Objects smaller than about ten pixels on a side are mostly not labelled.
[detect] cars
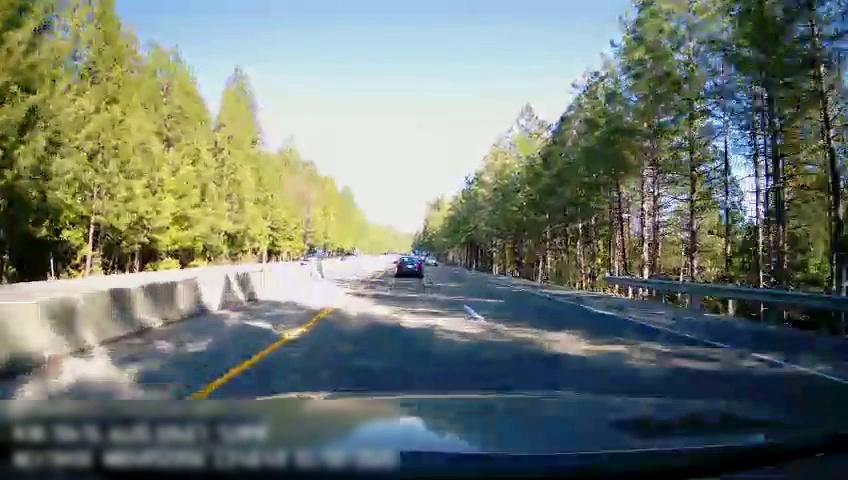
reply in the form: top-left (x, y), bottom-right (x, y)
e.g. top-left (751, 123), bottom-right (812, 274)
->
top-left (395, 255), bottom-right (424, 278)
top-left (425, 255), bottom-right (439, 266)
